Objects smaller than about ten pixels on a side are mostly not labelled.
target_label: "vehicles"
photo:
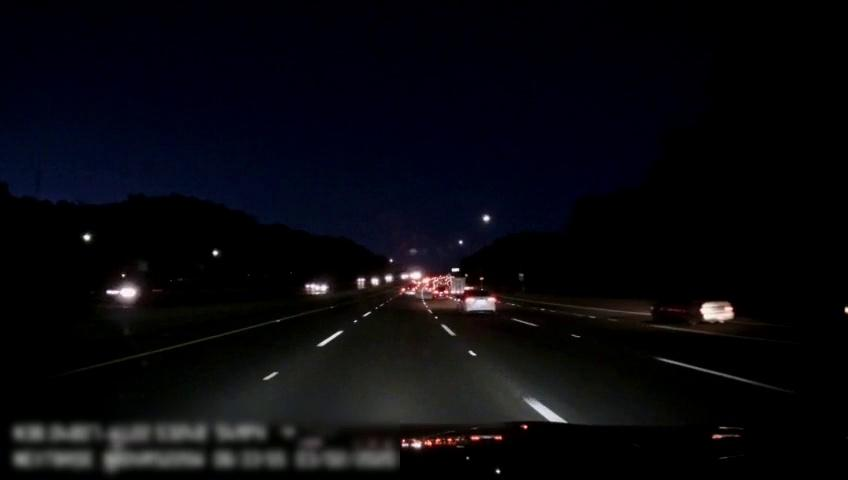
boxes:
[401,285,416,298]
[105,278,161,303]
[457,289,498,319]
[450,277,465,298]
[650,292,737,328]
[304,279,334,295]
[432,285,450,300]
